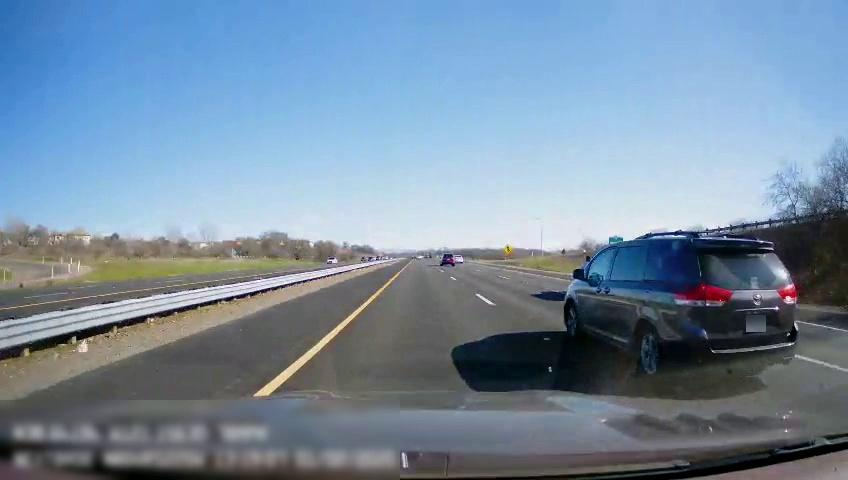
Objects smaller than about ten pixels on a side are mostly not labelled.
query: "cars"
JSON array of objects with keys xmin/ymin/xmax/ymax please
[
  {"xmin": 454, "ymin": 255, "xmax": 464, "ymax": 264},
  {"xmin": 440, "ymin": 253, "xmax": 456, "ymax": 266},
  {"xmin": 327, "ymin": 256, "xmax": 338, "ymax": 265}
]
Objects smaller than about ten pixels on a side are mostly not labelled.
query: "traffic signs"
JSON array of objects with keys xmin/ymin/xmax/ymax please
[{"xmin": 504, "ymin": 243, "xmax": 513, "ymax": 255}]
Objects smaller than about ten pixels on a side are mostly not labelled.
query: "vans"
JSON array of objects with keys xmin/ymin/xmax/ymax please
[{"xmin": 562, "ymin": 236, "xmax": 801, "ymax": 380}]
